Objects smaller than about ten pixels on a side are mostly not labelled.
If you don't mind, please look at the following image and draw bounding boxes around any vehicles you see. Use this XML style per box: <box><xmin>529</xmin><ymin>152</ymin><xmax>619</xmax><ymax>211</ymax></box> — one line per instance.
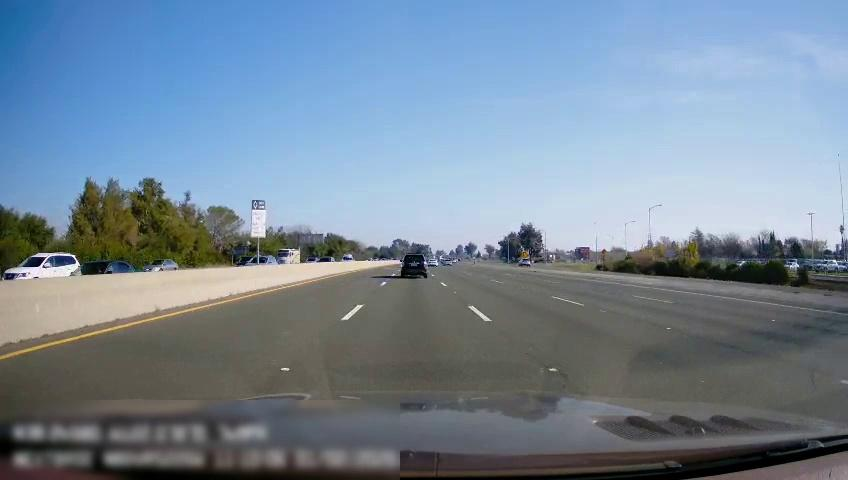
<box><xmin>398</xmin><ymin>253</ymin><xmax>429</xmax><ymax>279</ymax></box>
<box><xmin>518</xmin><ymin>257</ymin><xmax>531</xmax><ymax>267</ymax></box>
<box><xmin>316</xmin><ymin>256</ymin><xmax>337</xmax><ymax>264</ymax></box>
<box><xmin>235</xmin><ymin>256</ymin><xmax>255</xmax><ymax>268</ymax></box>
<box><xmin>306</xmin><ymin>256</ymin><xmax>321</xmax><ymax>264</ymax></box>
<box><xmin>340</xmin><ymin>257</ymin><xmax>354</xmax><ymax>263</ymax></box>
<box><xmin>342</xmin><ymin>253</ymin><xmax>354</xmax><ymax>260</ymax></box>
<box><xmin>143</xmin><ymin>258</ymin><xmax>179</xmax><ymax>272</ymax></box>
<box><xmin>69</xmin><ymin>259</ymin><xmax>136</xmax><ymax>276</ymax></box>
<box><xmin>277</xmin><ymin>248</ymin><xmax>301</xmax><ymax>265</ymax></box>
<box><xmin>244</xmin><ymin>254</ymin><xmax>280</xmax><ymax>267</ymax></box>
<box><xmin>2</xmin><ymin>251</ymin><xmax>84</xmax><ymax>281</ymax></box>
<box><xmin>427</xmin><ymin>258</ymin><xmax>438</xmax><ymax>267</ymax></box>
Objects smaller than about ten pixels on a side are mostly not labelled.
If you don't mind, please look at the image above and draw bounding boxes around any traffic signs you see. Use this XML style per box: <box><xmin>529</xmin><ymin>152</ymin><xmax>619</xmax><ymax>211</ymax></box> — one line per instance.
<box><xmin>250</xmin><ymin>199</ymin><xmax>266</xmax><ymax>238</ymax></box>
<box><xmin>231</xmin><ymin>247</ymin><xmax>248</xmax><ymax>257</ymax></box>
<box><xmin>298</xmin><ymin>233</ymin><xmax>324</xmax><ymax>245</ymax></box>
